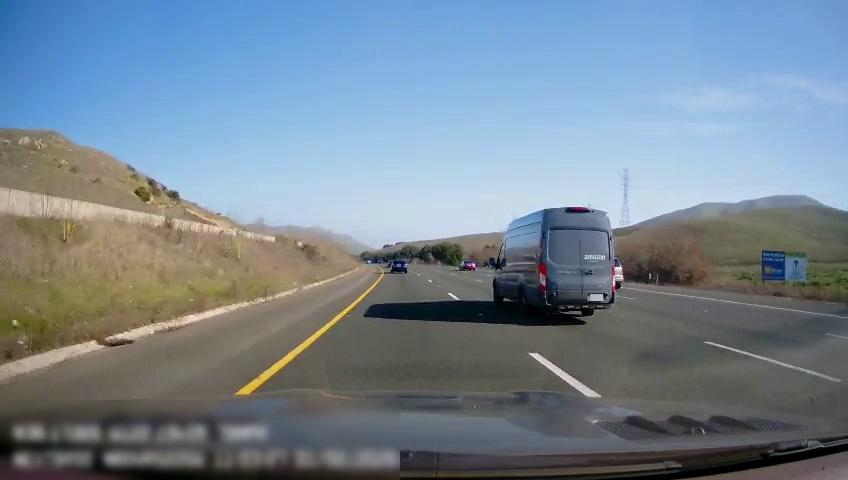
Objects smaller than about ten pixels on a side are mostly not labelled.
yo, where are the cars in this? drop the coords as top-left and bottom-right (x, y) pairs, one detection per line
(459, 258), (477, 271)
(390, 259), (408, 273)
(613, 257), (624, 289)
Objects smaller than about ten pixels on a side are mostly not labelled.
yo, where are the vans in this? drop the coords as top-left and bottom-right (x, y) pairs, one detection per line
(488, 207), (616, 317)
